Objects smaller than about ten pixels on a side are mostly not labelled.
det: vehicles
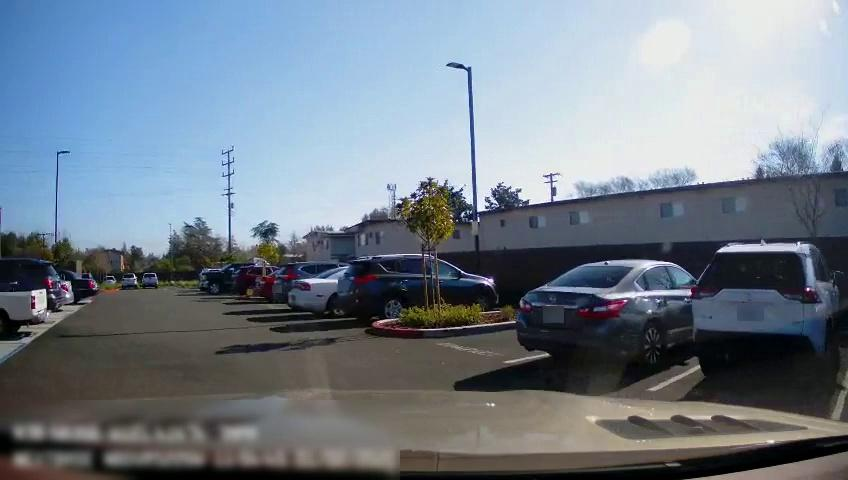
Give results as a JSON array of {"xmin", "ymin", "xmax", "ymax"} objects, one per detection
[
  {"xmin": 56, "ymin": 271, "xmax": 99, "ymax": 304},
  {"xmin": 0, "ymin": 287, "xmax": 52, "ymax": 336},
  {"xmin": 514, "ymin": 258, "xmax": 700, "ymax": 377},
  {"xmin": 122, "ymin": 273, "xmax": 138, "ymax": 289},
  {"xmin": 103, "ymin": 275, "xmax": 117, "ymax": 286},
  {"xmin": 287, "ymin": 265, "xmax": 349, "ymax": 316},
  {"xmin": 271, "ymin": 262, "xmax": 350, "ymax": 304},
  {"xmin": 338, "ymin": 254, "xmax": 500, "ymax": 323},
  {"xmin": 142, "ymin": 273, "xmax": 159, "ymax": 289},
  {"xmin": 82, "ymin": 271, "xmax": 94, "ymax": 279},
  {"xmin": 254, "ymin": 267, "xmax": 282, "ymax": 299},
  {"xmin": 200, "ymin": 262, "xmax": 257, "ymax": 294},
  {"xmin": 691, "ymin": 241, "xmax": 848, "ymax": 381},
  {"xmin": 61, "ymin": 280, "xmax": 75, "ymax": 305},
  {"xmin": 0, "ymin": 256, "xmax": 65, "ymax": 313},
  {"xmin": 231, "ymin": 266, "xmax": 282, "ymax": 296}
]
